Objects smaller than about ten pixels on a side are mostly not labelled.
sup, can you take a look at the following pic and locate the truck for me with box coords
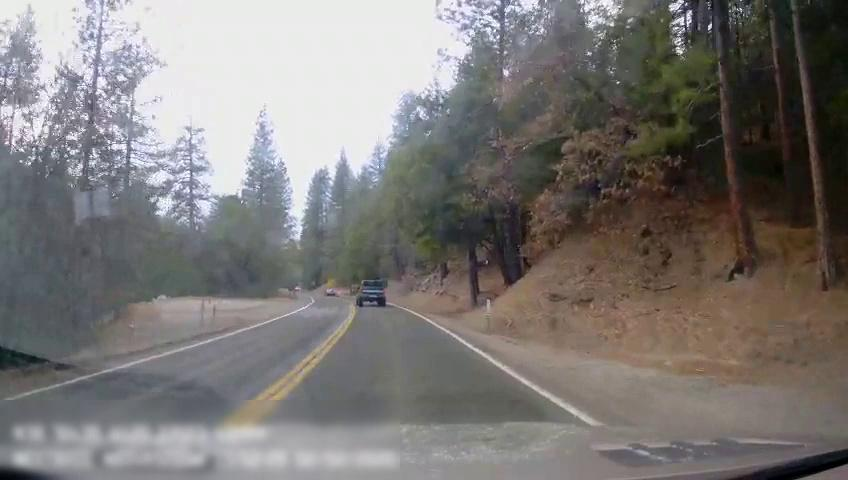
[355,279,386,307]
